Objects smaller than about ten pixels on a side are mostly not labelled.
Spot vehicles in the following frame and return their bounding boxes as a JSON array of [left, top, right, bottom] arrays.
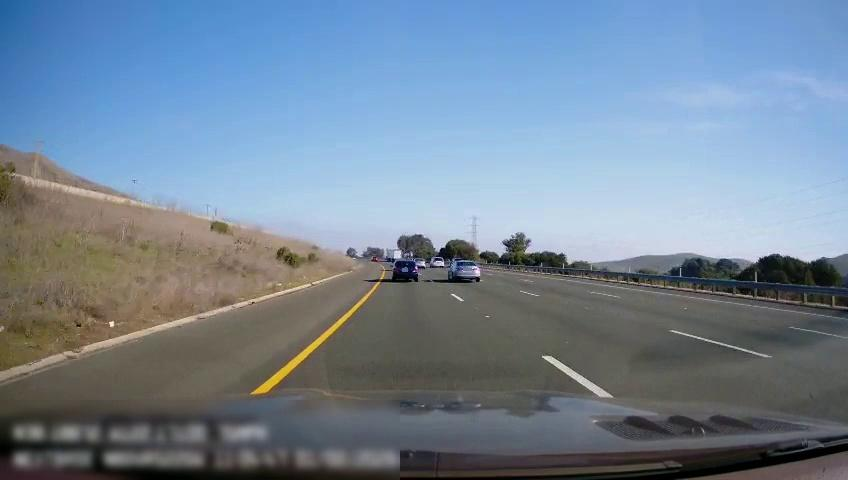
[[413, 260, 426, 270], [430, 257, 444, 268], [447, 259, 480, 282], [392, 259, 418, 279], [384, 250, 402, 262]]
